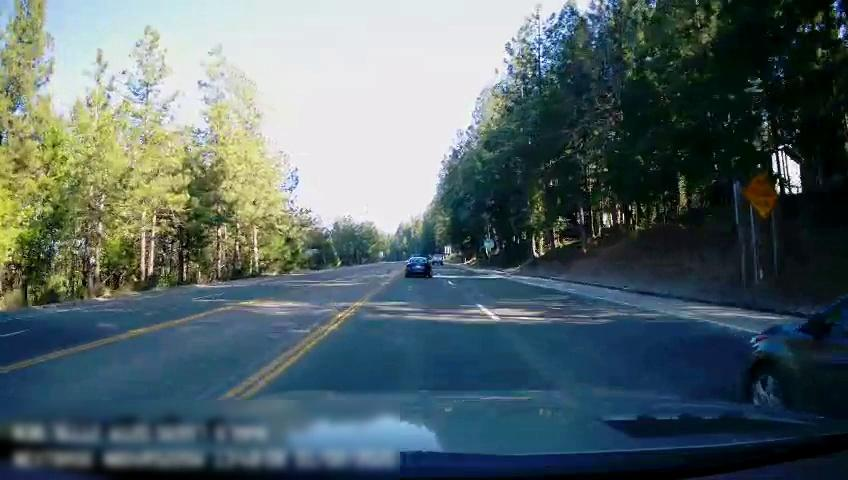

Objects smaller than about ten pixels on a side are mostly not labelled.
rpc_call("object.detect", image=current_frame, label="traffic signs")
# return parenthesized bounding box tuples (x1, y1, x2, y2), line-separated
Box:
(745, 174, 777, 217)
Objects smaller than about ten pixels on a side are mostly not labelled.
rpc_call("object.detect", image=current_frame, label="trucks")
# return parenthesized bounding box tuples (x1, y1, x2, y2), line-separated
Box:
(431, 256, 443, 265)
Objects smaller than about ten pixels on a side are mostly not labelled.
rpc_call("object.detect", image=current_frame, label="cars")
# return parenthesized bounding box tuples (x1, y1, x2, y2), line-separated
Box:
(405, 257, 433, 279)
(739, 297, 848, 420)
